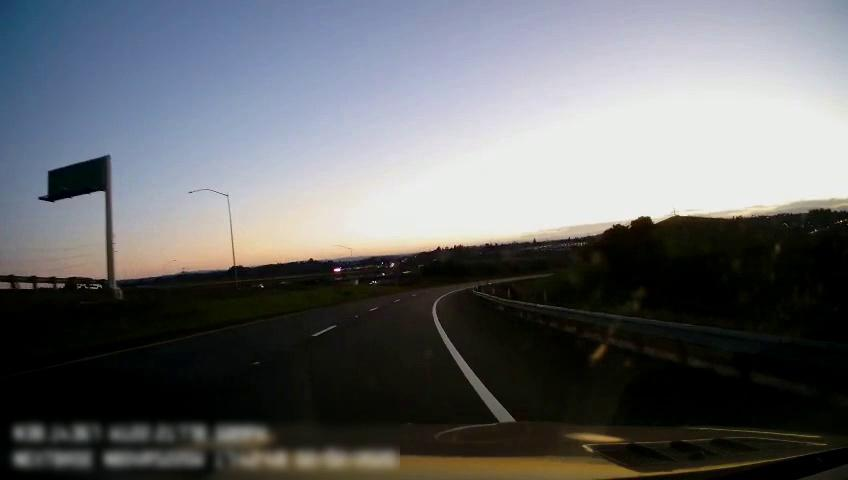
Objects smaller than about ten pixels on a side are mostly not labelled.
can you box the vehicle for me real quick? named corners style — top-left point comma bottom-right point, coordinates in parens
top-left (64, 275), bottom-right (104, 291)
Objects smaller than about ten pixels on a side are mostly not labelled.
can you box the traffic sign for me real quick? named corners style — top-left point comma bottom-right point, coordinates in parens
top-left (46, 155), bottom-right (105, 201)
